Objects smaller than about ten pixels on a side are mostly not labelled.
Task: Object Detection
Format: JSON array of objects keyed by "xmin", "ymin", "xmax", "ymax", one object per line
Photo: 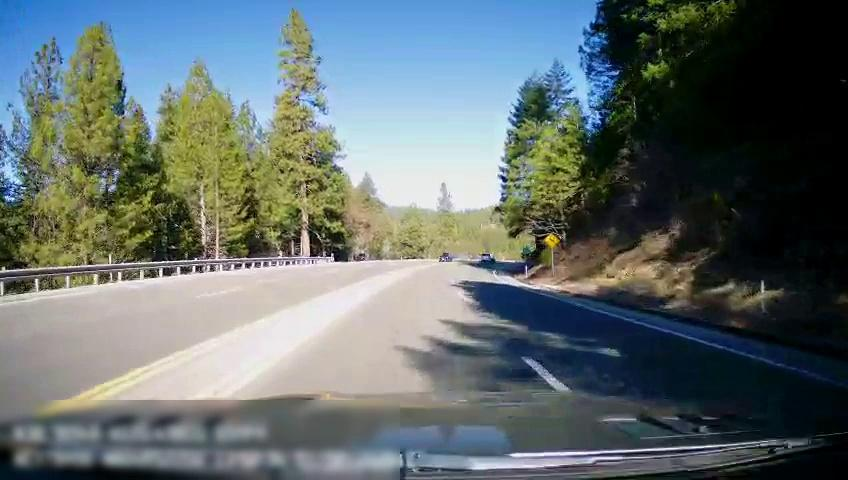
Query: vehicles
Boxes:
[
  {"xmin": 438, "ymin": 252, "xmax": 453, "ymax": 263},
  {"xmin": 355, "ymin": 252, "xmax": 369, "ymax": 262},
  {"xmin": 478, "ymin": 252, "xmax": 497, "ymax": 265}
]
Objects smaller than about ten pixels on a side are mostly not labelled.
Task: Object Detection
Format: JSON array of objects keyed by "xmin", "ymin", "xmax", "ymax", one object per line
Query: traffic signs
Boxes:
[{"xmin": 544, "ymin": 232, "xmax": 560, "ymax": 249}]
